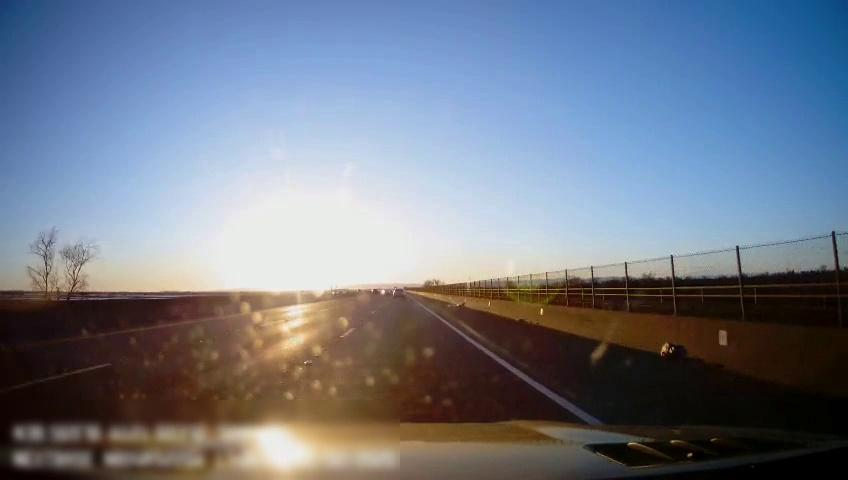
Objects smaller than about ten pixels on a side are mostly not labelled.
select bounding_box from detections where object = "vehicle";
[393,288,406,300]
